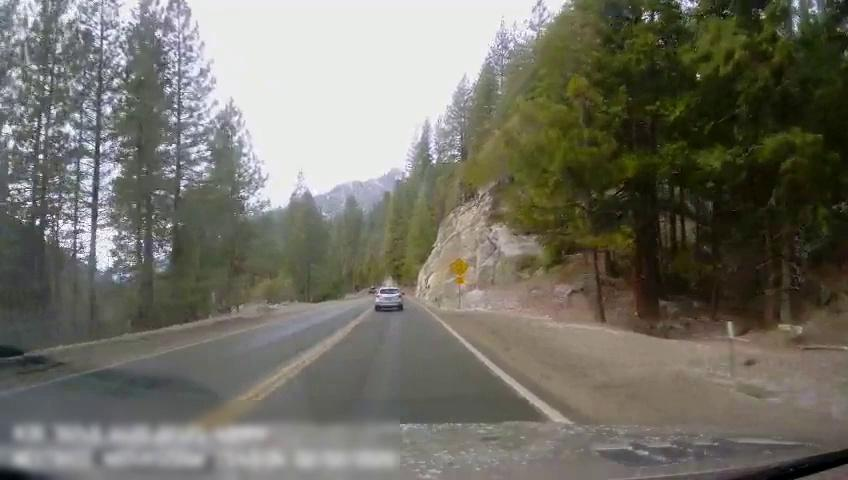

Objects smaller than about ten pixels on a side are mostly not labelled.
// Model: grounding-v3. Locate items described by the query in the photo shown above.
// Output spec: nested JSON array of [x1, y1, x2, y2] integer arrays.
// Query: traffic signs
[[454, 276, 465, 285], [449, 256, 470, 277]]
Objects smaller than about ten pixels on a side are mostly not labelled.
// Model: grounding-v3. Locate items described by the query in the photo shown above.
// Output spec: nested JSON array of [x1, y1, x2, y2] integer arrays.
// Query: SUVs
[[374, 286, 406, 312]]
